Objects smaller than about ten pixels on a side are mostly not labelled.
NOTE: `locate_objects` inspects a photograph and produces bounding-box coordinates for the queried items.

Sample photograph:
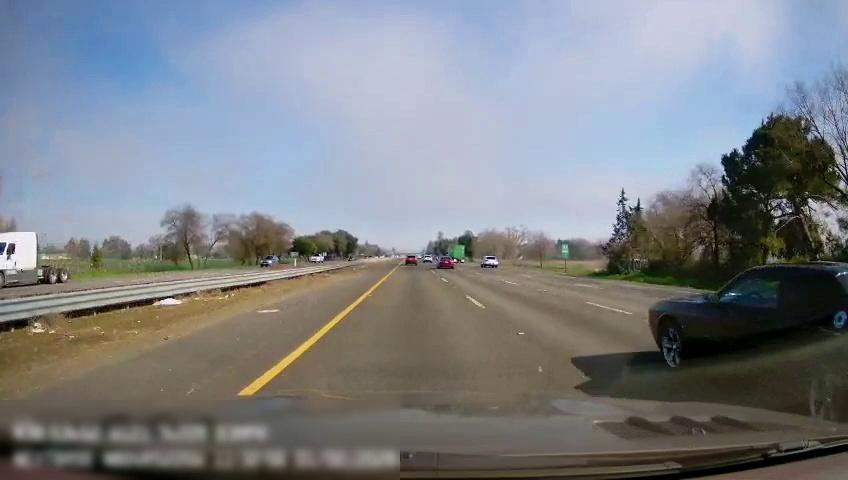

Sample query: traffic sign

[560,242,571,258]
